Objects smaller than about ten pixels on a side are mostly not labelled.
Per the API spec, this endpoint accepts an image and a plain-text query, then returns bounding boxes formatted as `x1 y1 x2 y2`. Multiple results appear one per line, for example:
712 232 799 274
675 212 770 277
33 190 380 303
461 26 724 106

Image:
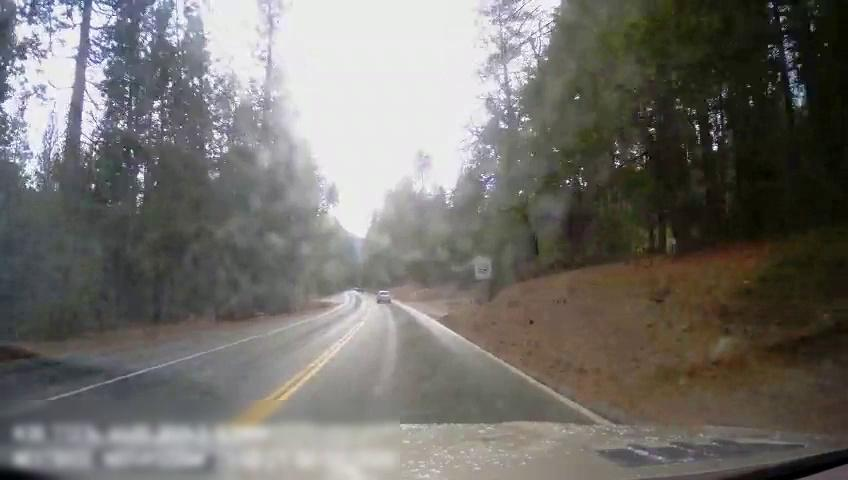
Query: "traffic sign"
474 256 493 281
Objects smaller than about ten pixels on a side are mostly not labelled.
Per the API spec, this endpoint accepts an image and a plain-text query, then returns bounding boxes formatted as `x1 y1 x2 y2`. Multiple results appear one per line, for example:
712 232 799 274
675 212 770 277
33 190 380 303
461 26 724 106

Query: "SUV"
376 289 393 305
